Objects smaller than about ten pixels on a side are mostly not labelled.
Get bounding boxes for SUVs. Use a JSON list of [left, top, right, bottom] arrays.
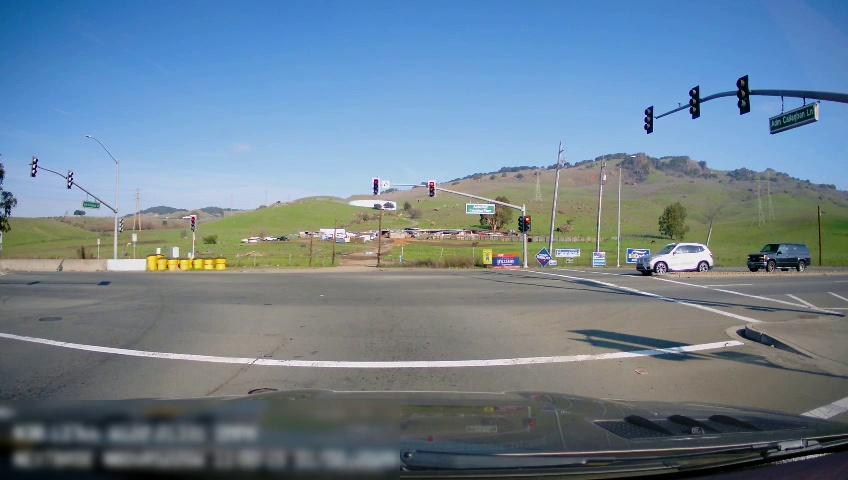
[[636, 242, 714, 276], [745, 243, 811, 273]]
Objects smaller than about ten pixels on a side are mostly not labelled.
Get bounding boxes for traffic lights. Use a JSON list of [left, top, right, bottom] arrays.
[[30, 156, 40, 178], [687, 84, 702, 120], [116, 215, 125, 233], [189, 214, 198, 232], [735, 74, 751, 115], [426, 178, 437, 197], [371, 176, 382, 196], [66, 168, 75, 190], [517, 215, 525, 232], [523, 214, 533, 232], [643, 104, 655, 135]]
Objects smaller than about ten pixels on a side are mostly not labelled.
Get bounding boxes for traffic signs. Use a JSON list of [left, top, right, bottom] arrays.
[[81, 199, 101, 209], [768, 100, 821, 135], [464, 201, 497, 216]]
